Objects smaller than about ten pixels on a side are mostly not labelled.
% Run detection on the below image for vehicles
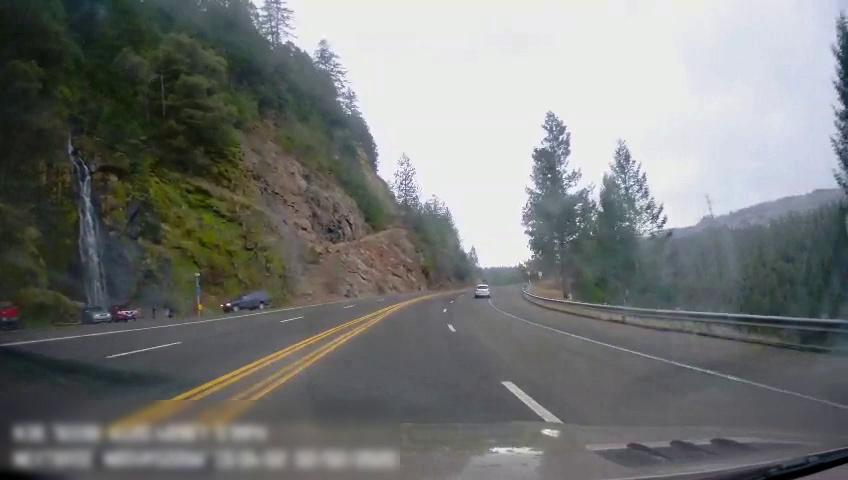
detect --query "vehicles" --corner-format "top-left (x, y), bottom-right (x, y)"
top-left (0, 301), bottom-right (19, 331)
top-left (220, 291), bottom-right (271, 314)
top-left (474, 284), bottom-right (491, 298)
top-left (104, 305), bottom-right (137, 323)
top-left (80, 305), bottom-right (113, 325)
